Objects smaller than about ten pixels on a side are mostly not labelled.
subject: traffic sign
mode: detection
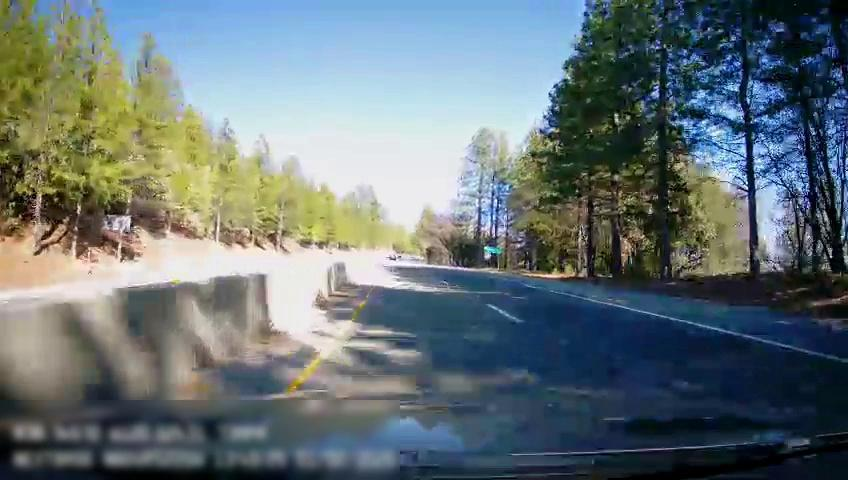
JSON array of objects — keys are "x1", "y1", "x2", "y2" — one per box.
[{"x1": 487, "y1": 241, "x2": 505, "y2": 256}]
